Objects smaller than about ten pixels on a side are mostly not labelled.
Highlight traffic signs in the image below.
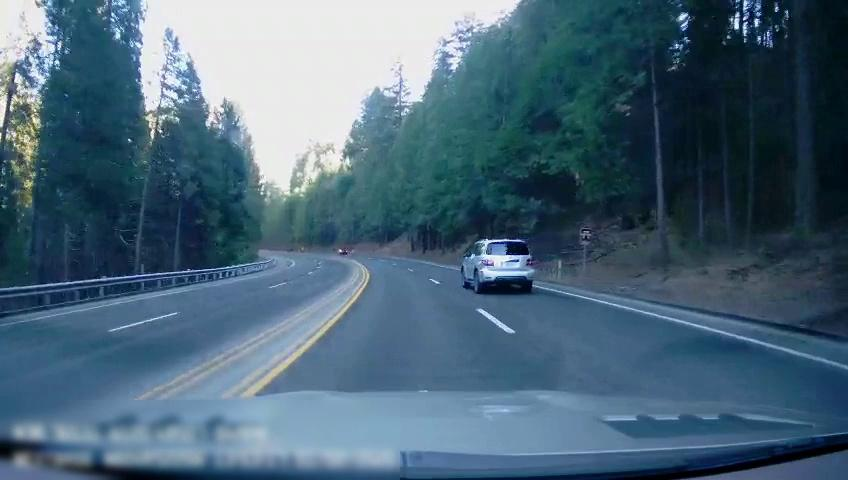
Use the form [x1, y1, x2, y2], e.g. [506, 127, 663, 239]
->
[577, 224, 592, 246]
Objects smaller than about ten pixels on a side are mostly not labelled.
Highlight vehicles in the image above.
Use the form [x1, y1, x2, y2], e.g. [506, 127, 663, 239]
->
[459, 239, 536, 295]
[335, 245, 349, 256]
